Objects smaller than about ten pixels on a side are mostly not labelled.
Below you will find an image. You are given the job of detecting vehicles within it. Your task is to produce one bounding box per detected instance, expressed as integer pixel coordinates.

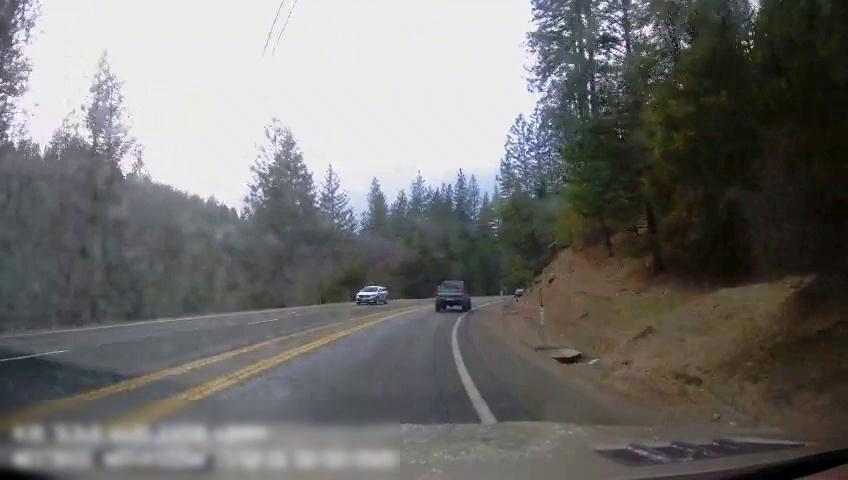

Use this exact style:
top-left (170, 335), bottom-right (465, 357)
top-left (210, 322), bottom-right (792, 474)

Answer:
top-left (435, 280), bottom-right (472, 310)
top-left (514, 288), bottom-right (525, 297)
top-left (355, 285), bottom-right (389, 305)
